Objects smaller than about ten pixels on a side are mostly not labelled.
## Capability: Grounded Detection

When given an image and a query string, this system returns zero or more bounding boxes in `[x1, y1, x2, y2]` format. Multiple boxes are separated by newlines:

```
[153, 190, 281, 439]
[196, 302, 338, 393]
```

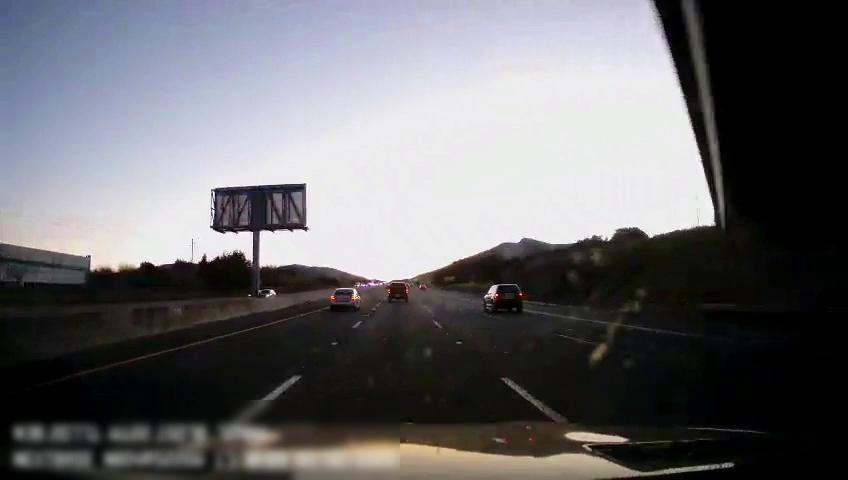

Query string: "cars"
[330, 288, 362, 312]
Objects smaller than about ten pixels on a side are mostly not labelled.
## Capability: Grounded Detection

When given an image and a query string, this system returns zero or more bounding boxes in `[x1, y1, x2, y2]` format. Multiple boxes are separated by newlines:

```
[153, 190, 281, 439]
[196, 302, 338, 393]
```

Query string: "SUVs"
[257, 289, 277, 298]
[483, 284, 523, 314]
[388, 282, 409, 303]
